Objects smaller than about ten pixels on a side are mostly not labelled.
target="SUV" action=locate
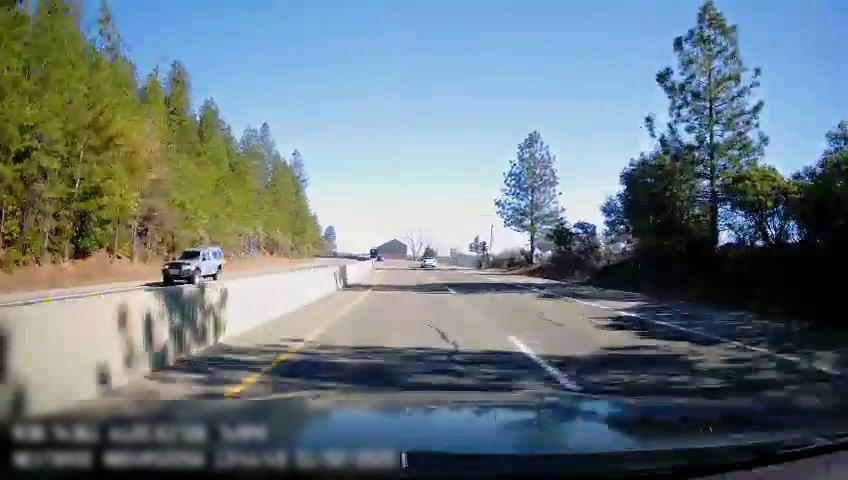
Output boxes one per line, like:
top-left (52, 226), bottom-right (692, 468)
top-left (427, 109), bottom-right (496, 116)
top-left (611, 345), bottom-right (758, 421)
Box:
top-left (160, 246), bottom-right (225, 287)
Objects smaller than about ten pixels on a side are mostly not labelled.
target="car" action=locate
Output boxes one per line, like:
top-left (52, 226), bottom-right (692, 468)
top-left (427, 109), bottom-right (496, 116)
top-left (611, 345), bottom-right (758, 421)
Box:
top-left (420, 256), bottom-right (437, 268)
